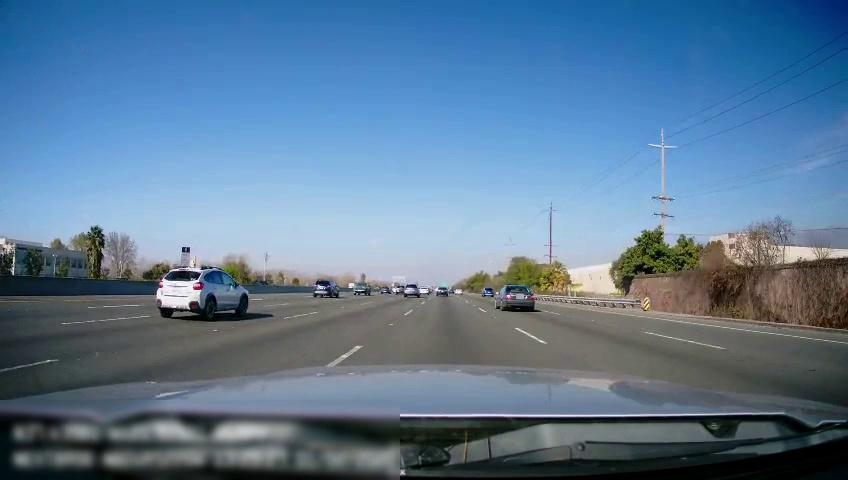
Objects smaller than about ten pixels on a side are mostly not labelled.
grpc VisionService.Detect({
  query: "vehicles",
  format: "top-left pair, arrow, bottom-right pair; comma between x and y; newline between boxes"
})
418,285 -> 430,295
494,284 -> 536,312
403,284 -> 421,299
436,287 -> 449,297
395,285 -> 406,295
313,280 -> 340,299
354,282 -> 372,296
482,288 -> 495,298
380,286 -> 392,295
155,266 -> 250,323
